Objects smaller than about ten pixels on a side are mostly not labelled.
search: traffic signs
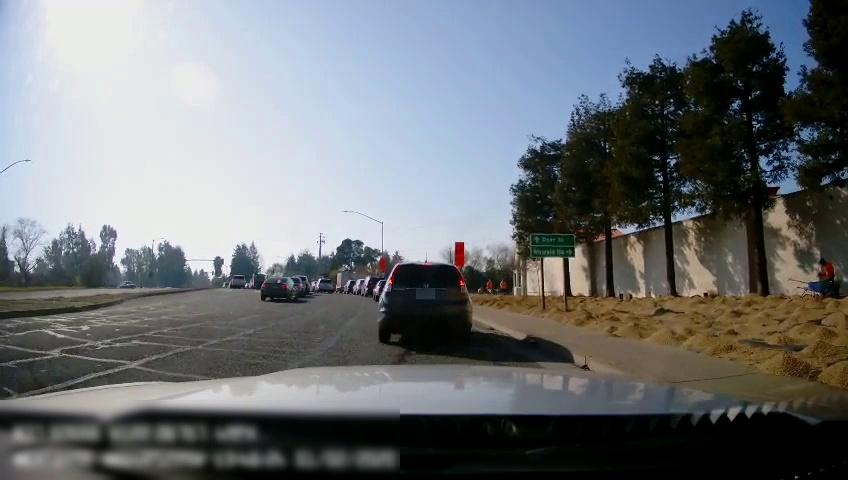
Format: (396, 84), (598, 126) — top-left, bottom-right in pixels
(526, 232), (577, 259)
(452, 240), (466, 272)
(377, 254), (390, 273)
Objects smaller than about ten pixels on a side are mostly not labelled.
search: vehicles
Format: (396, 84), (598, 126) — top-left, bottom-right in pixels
(251, 272), (267, 289)
(343, 279), (357, 295)
(289, 276), (306, 297)
(119, 280), (137, 289)
(230, 274), (246, 288)
(260, 275), (298, 302)
(352, 278), (368, 296)
(315, 277), (334, 294)
(292, 275), (310, 294)
(377, 261), (472, 344)
(372, 279), (390, 302)
(335, 273), (351, 294)
(360, 276), (382, 297)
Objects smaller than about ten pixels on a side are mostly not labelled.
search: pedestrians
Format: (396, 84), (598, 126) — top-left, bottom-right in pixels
(499, 277), (507, 294)
(816, 257), (837, 285)
(486, 279), (495, 296)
